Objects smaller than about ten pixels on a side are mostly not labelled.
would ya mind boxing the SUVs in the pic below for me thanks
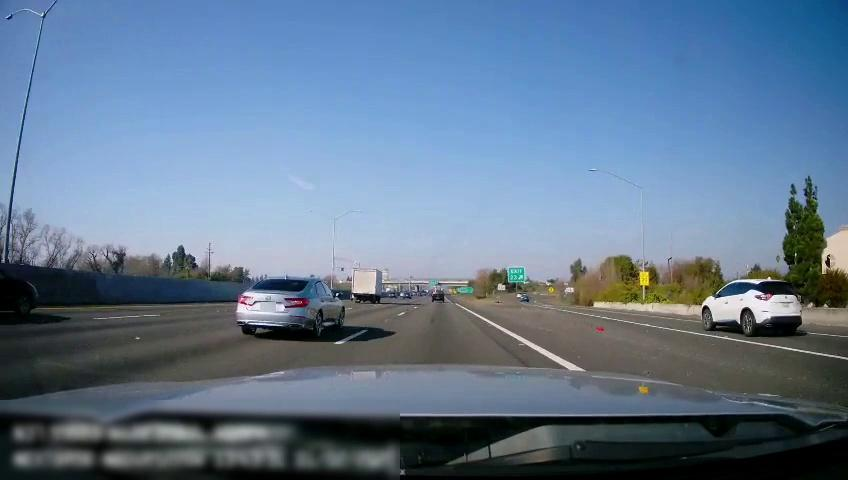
[700,278,803,336]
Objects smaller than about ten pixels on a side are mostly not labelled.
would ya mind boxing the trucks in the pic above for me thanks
[431,290,445,303]
[352,267,383,305]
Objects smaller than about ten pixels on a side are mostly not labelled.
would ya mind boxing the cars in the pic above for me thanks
[0,266,39,318]
[235,277,345,340]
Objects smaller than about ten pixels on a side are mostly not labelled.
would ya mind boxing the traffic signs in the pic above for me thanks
[460,286,474,293]
[428,280,439,287]
[640,271,649,286]
[507,267,526,282]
